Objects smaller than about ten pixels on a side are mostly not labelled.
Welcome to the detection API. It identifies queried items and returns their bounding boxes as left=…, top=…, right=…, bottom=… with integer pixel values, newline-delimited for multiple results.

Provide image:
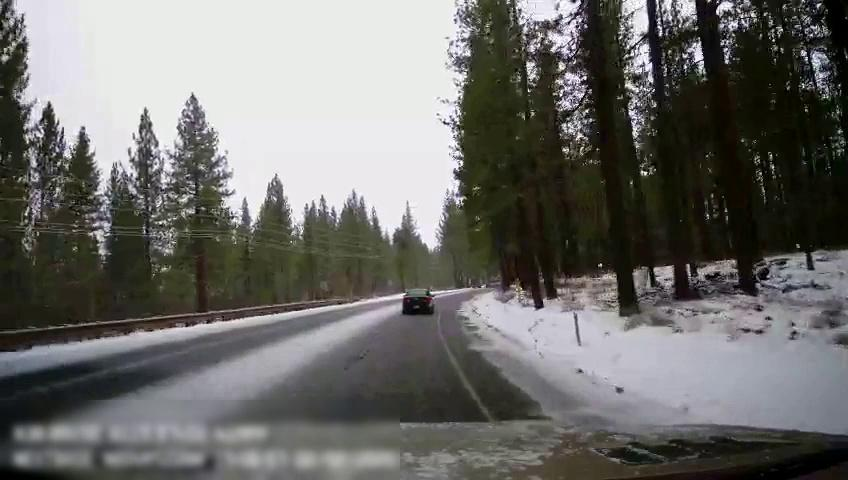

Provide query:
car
left=402, top=288, right=435, bottom=315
